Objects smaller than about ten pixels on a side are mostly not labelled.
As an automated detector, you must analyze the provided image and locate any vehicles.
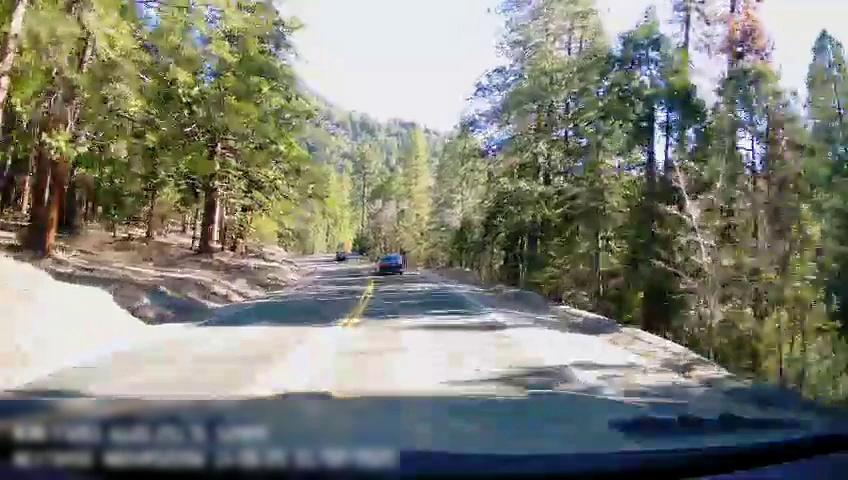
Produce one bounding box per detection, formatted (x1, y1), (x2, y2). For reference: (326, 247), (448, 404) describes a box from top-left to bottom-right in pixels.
(375, 253), (405, 276)
(335, 251), (348, 262)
